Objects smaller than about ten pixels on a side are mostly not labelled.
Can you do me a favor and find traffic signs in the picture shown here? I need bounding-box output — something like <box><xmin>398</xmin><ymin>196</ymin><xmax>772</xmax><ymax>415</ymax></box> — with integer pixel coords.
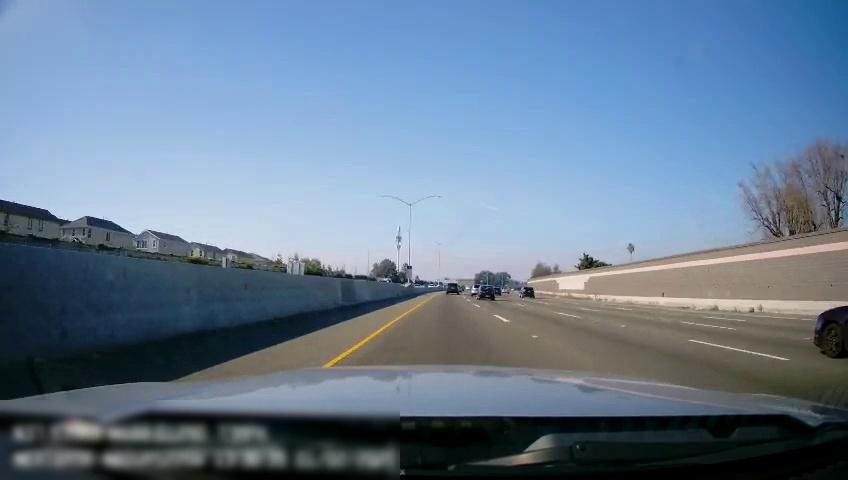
<box><xmin>406</xmin><ymin>265</ymin><xmax>413</xmax><ymax>279</ymax></box>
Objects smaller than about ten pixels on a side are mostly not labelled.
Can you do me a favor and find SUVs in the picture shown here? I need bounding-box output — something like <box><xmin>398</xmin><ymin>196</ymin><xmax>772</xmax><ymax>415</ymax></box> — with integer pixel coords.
<box><xmin>519</xmin><ymin>287</ymin><xmax>535</xmax><ymax>298</ymax></box>
<box><xmin>476</xmin><ymin>285</ymin><xmax>495</xmax><ymax>301</ymax></box>
<box><xmin>471</xmin><ymin>284</ymin><xmax>481</xmax><ymax>296</ymax></box>
<box><xmin>446</xmin><ymin>282</ymin><xmax>459</xmax><ymax>295</ymax></box>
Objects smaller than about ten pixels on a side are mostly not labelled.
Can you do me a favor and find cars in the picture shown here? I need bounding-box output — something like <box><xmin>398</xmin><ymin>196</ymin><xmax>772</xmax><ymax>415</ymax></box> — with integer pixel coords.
<box><xmin>812</xmin><ymin>304</ymin><xmax>848</xmax><ymax>360</ymax></box>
